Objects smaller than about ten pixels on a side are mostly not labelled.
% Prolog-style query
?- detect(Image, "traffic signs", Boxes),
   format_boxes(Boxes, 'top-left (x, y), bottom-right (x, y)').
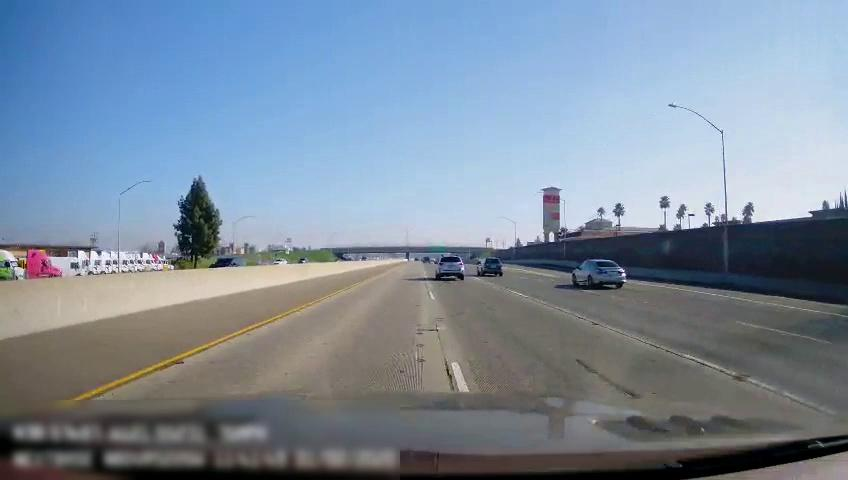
top-left (432, 246), bottom-right (448, 254)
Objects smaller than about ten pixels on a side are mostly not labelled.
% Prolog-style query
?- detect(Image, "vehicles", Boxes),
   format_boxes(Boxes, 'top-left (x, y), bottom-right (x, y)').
top-left (571, 259), bottom-right (627, 291)
top-left (434, 255), bottom-right (464, 280)
top-left (477, 257), bottom-right (503, 277)
top-left (297, 258), bottom-right (308, 265)
top-left (208, 257), bottom-right (242, 269)
top-left (272, 258), bottom-right (288, 265)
